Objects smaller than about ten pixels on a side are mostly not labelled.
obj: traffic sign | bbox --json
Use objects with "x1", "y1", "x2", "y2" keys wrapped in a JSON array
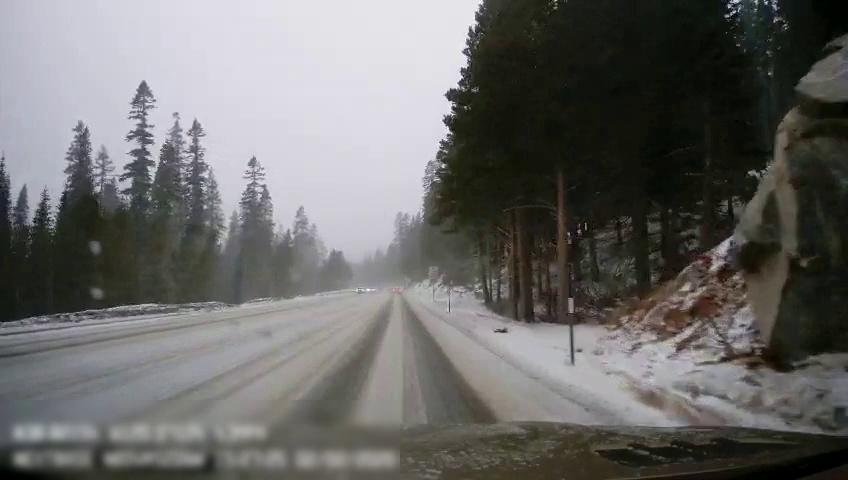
[{"x1": 427, "y1": 265, "x2": 439, "y2": 278}]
